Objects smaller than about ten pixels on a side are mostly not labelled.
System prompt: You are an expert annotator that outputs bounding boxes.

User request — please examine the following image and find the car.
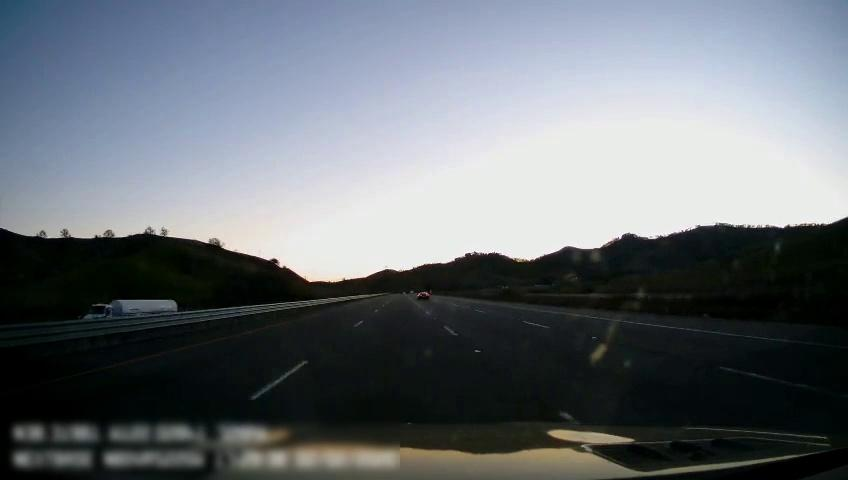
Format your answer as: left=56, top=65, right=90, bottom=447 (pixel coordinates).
left=417, top=291, right=430, bottom=301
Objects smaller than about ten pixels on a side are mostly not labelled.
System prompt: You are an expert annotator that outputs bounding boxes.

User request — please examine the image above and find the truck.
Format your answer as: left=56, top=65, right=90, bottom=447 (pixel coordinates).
left=81, top=299, right=179, bottom=338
